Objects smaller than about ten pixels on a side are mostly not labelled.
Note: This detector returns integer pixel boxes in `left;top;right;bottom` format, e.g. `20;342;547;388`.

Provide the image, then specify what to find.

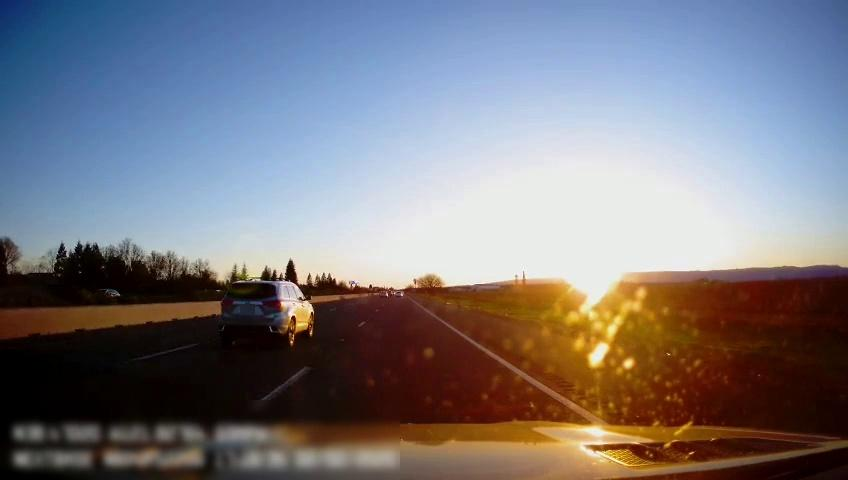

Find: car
92;288;121;301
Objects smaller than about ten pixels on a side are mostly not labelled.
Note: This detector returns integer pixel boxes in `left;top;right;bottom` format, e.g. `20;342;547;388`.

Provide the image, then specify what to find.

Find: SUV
219;277;316;348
